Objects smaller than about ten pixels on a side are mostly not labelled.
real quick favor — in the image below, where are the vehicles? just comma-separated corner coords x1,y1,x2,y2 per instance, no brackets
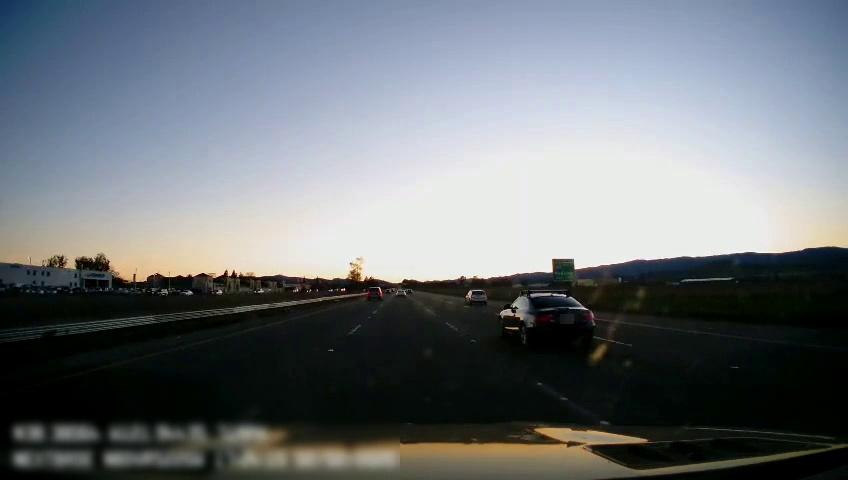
395,290,407,300
496,292,596,347
366,286,383,300
464,289,487,306
254,288,265,295
180,290,194,296
151,289,169,297
211,290,224,296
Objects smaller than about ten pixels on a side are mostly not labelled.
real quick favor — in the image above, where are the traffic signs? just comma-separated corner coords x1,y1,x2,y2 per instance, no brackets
551,258,576,283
